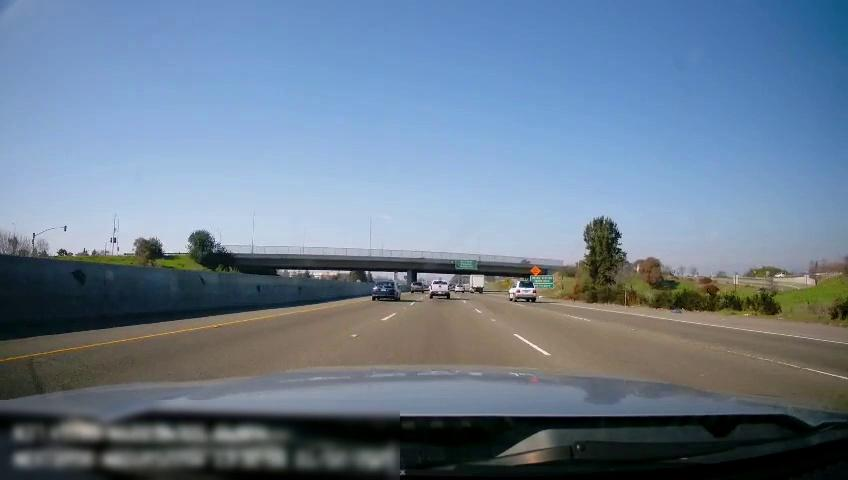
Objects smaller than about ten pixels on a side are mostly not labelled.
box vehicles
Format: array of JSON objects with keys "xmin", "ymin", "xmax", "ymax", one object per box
[
  {"xmin": 469, "ymin": 275, "xmax": 484, "ymax": 293},
  {"xmin": 428, "ymin": 278, "xmax": 451, "ymax": 299},
  {"xmin": 453, "ymin": 284, "xmax": 466, "ymax": 294},
  {"xmin": 508, "ymin": 281, "xmax": 538, "ymax": 301},
  {"xmin": 410, "ymin": 281, "xmax": 426, "ymax": 294},
  {"xmin": 371, "ymin": 280, "xmax": 401, "ymax": 301}
]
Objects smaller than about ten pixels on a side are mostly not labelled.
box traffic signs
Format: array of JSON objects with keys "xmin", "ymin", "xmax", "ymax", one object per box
[
  {"xmin": 530, "ymin": 265, "xmax": 541, "ymax": 276},
  {"xmin": 529, "ymin": 275, "xmax": 554, "ymax": 284},
  {"xmin": 529, "ymin": 283, "xmax": 554, "ymax": 289}
]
